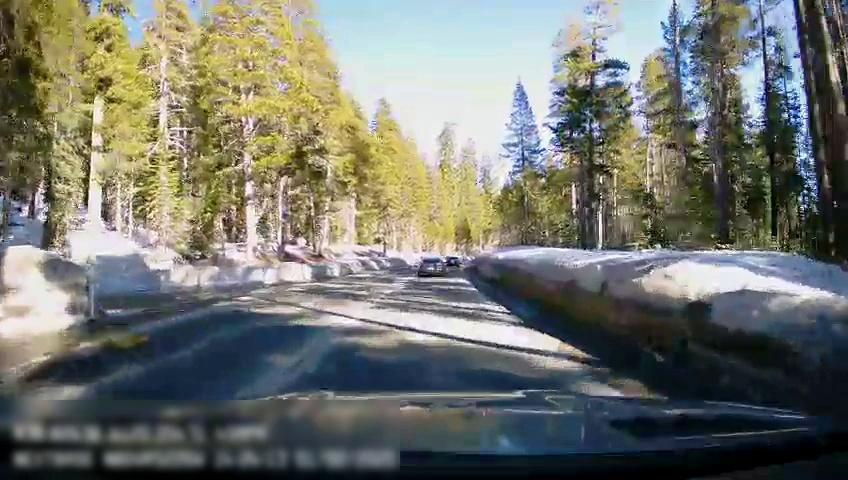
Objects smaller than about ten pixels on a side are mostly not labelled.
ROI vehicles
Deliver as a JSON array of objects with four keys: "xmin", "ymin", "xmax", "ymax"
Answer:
[
  {"xmin": 416, "ymin": 257, "xmax": 447, "ymax": 279},
  {"xmin": 446, "ymin": 256, "xmax": 458, "ymax": 268}
]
